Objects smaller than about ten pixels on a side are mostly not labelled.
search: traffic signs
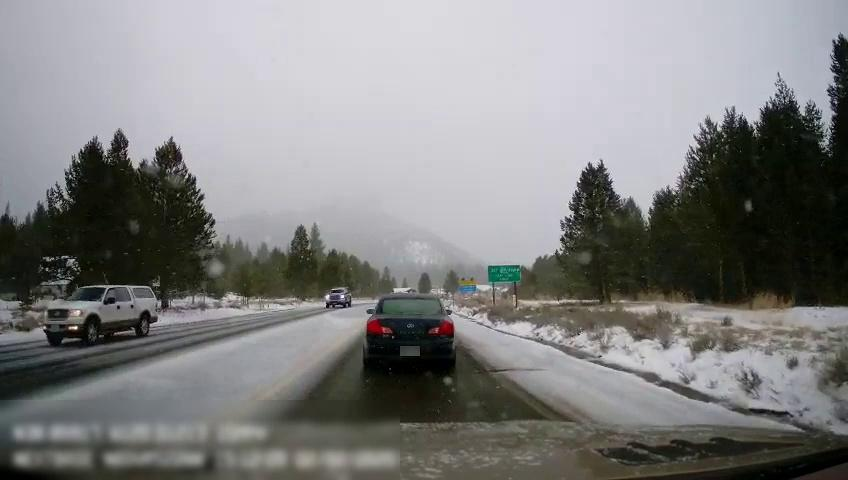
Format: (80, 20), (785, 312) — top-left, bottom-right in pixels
(488, 265), (521, 283)
(459, 278), (476, 284)
(459, 284), (477, 293)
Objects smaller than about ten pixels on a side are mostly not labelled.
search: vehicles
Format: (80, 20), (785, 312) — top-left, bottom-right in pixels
(325, 288), (352, 308)
(362, 294), (457, 378)
(42, 286), (159, 347)
(391, 291), (411, 295)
